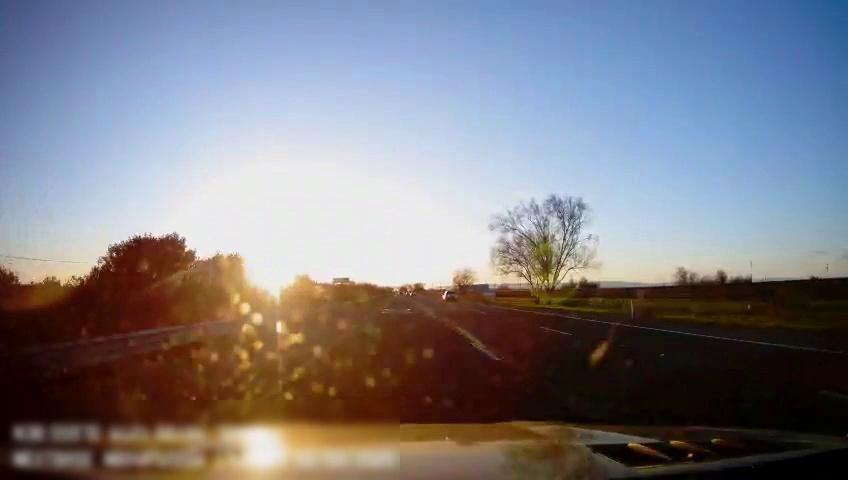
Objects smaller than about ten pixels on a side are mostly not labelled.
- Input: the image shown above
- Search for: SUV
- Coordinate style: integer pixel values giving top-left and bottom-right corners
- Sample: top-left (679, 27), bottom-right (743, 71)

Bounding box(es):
top-left (442, 290), bottom-right (459, 302)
